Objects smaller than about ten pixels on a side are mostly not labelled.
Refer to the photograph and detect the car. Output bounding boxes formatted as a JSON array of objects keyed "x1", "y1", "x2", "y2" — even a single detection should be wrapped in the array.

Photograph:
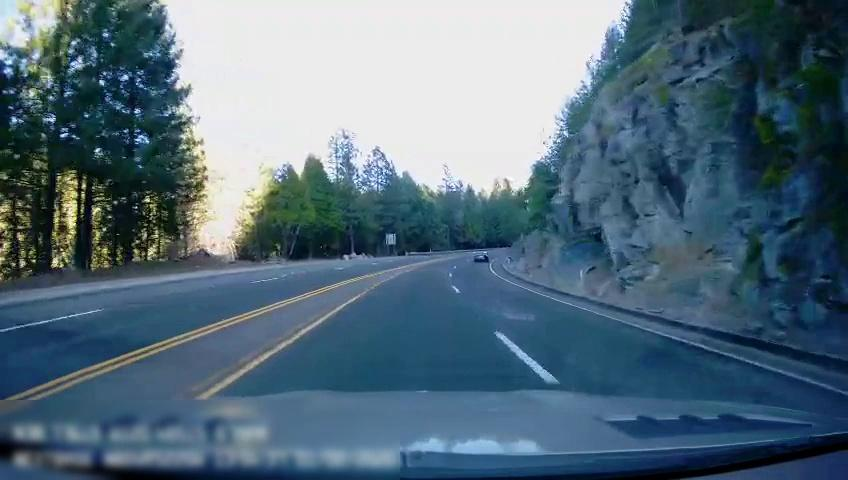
[{"x1": 472, "y1": 250, "x2": 488, "y2": 263}]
